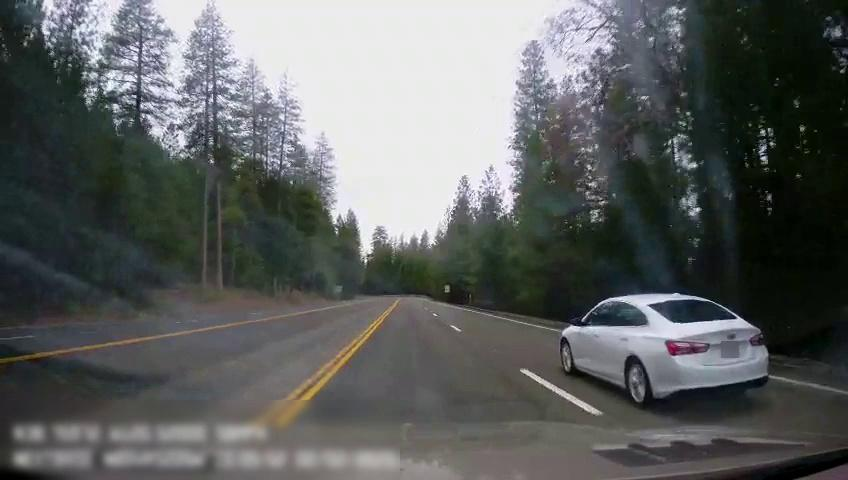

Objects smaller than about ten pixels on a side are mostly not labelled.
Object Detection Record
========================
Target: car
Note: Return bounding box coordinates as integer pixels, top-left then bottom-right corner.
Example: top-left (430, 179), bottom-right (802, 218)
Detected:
top-left (557, 292), bottom-right (771, 411)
